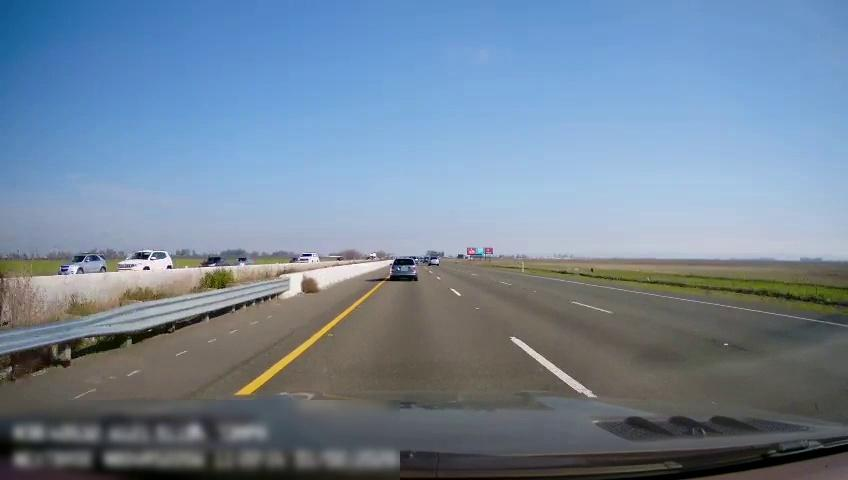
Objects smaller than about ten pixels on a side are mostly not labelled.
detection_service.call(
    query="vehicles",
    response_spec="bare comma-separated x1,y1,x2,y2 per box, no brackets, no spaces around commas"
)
389,257,418,282
198,256,228,269
57,252,109,276
230,256,255,267
116,249,174,273
427,255,440,267
296,252,320,264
